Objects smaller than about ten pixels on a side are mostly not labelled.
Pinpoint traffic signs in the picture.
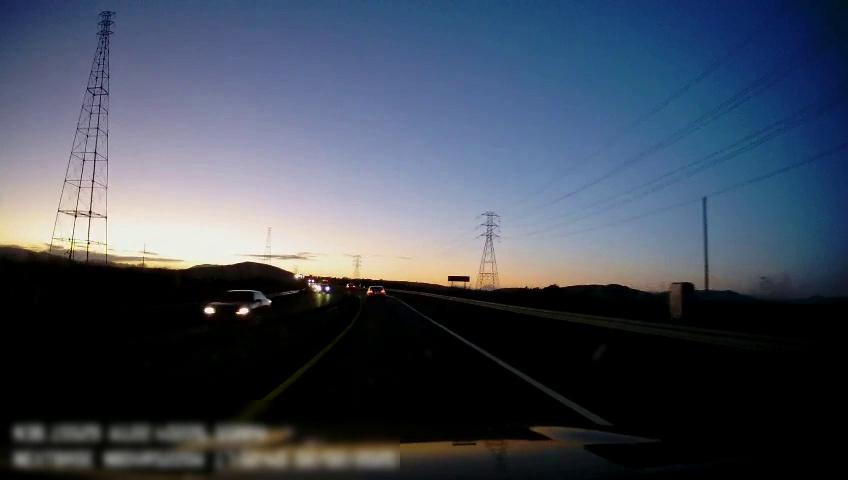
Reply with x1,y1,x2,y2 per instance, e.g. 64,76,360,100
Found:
447,276,471,282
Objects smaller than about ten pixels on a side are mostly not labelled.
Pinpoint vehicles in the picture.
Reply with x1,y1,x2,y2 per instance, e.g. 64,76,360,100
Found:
367,285,387,300
318,284,331,294
202,289,274,322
